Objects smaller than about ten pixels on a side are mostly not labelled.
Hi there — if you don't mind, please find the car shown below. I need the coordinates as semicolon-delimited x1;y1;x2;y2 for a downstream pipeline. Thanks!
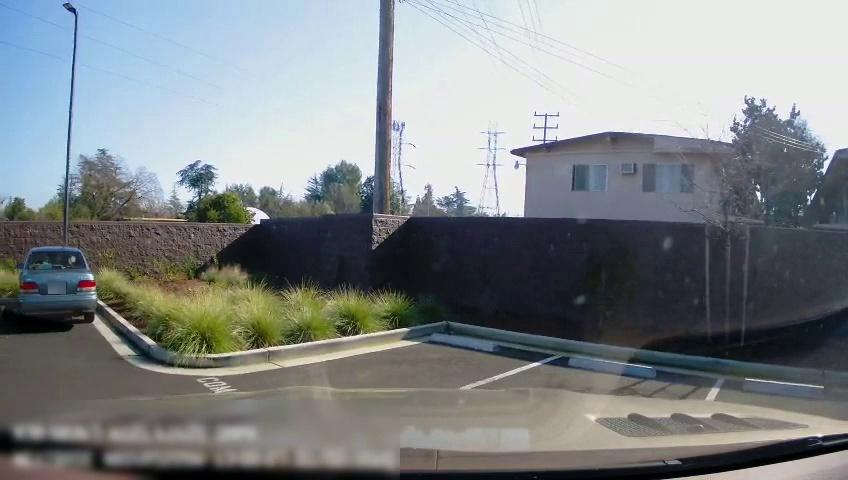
16;247;97;324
